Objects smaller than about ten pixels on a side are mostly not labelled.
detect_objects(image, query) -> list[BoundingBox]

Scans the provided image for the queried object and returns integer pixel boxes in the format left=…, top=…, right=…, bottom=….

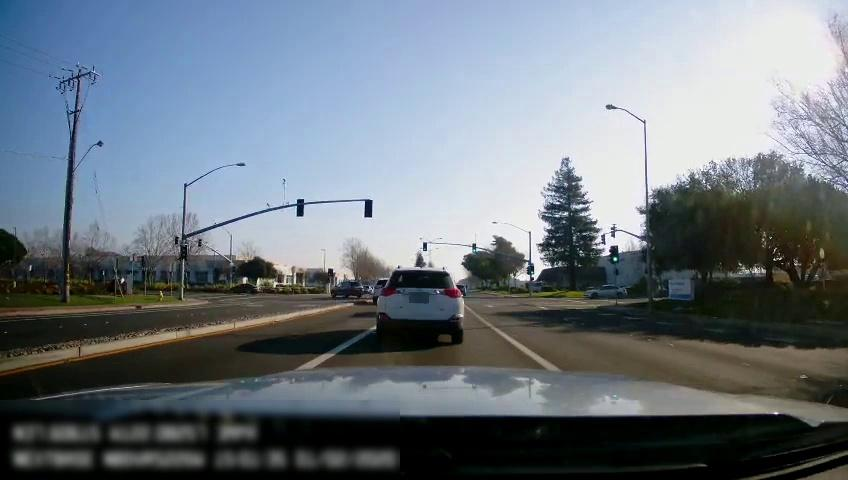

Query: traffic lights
left=609, top=223, right=616, bottom=240
left=609, top=244, right=620, bottom=265
left=471, top=242, right=477, bottom=254
left=295, top=198, right=305, bottom=217
left=183, top=245, right=189, bottom=261
left=599, top=233, right=608, bottom=248
left=364, top=198, right=374, bottom=219
left=422, top=241, right=428, bottom=252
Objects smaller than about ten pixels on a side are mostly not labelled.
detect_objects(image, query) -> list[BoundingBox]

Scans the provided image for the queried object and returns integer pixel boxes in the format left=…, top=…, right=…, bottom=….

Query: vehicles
left=223, top=283, right=258, bottom=295
left=584, top=283, right=627, bottom=300
left=371, top=277, right=391, bottom=305
left=456, top=284, right=467, bottom=296
left=375, top=264, right=466, bottom=346
left=330, top=280, right=364, bottom=298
